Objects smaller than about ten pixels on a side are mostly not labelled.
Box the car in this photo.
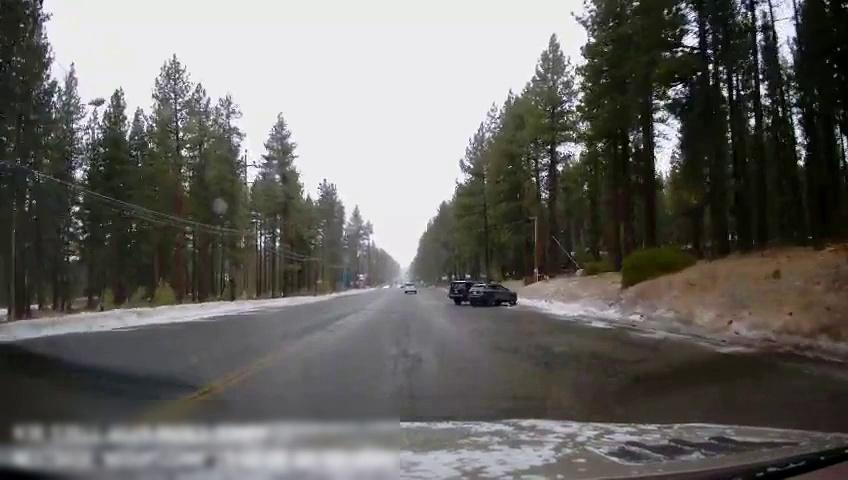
[467,282,518,307]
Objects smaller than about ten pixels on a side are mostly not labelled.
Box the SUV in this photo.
[448,280,476,306]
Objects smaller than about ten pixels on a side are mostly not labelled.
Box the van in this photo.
[404,281,419,294]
